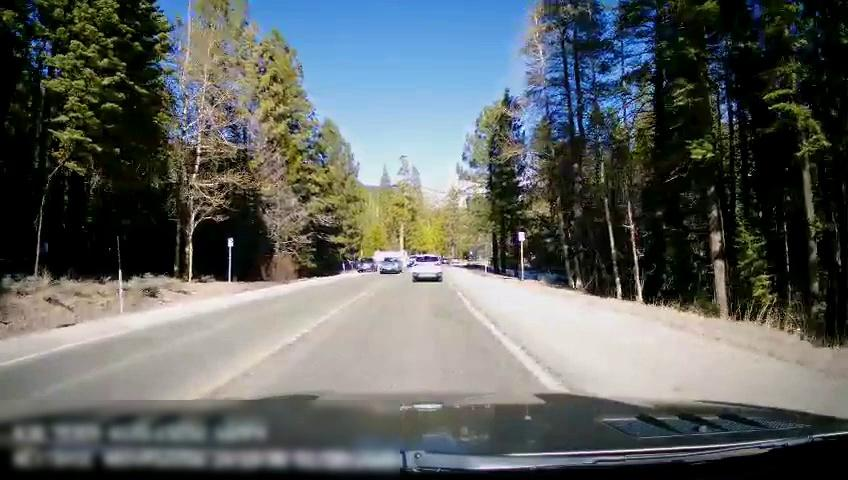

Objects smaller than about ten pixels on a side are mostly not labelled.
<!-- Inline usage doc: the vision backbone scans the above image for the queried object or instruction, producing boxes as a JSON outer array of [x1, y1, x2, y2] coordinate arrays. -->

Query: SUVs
[[379, 256, 403, 275], [357, 256, 379, 273], [410, 254, 443, 283]]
